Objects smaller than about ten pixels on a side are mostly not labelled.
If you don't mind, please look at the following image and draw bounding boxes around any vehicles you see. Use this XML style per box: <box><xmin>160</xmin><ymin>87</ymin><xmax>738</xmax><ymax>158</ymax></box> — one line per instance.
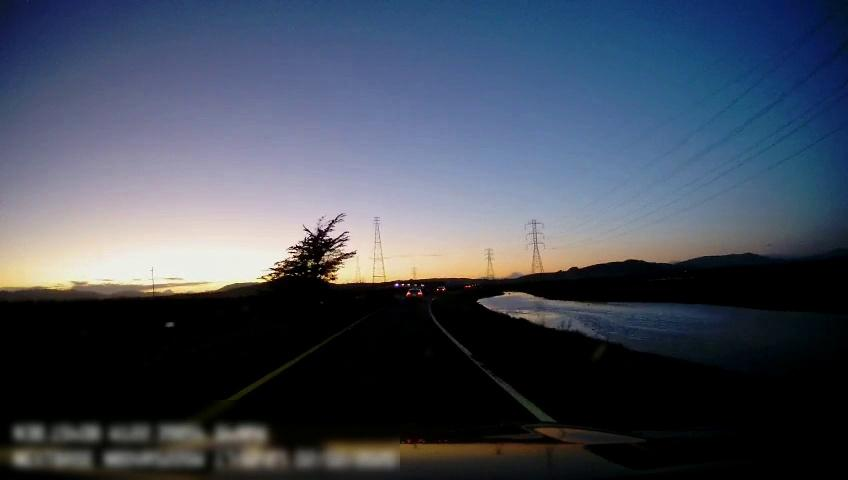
<box><xmin>406</xmin><ymin>288</ymin><xmax>424</xmax><ymax>302</ymax></box>
<box><xmin>435</xmin><ymin>285</ymin><xmax>447</xmax><ymax>293</ymax></box>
